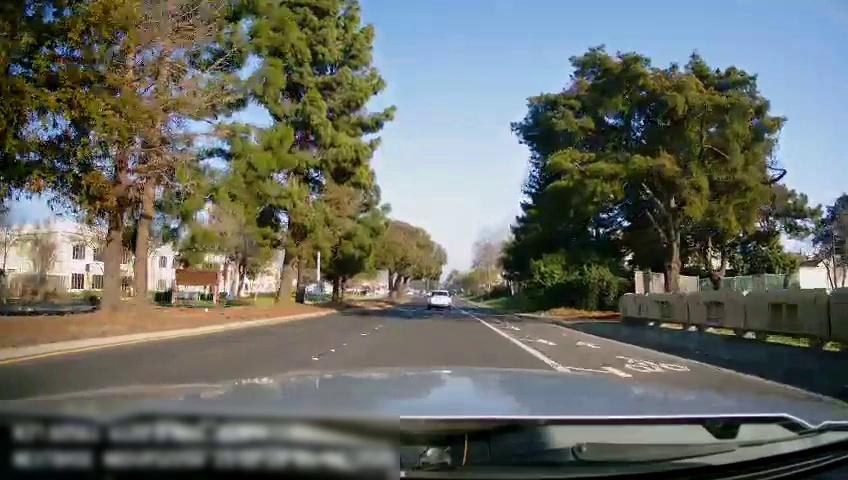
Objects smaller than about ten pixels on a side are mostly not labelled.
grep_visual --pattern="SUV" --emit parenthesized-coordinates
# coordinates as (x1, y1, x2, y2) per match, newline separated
(427, 290, 453, 312)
